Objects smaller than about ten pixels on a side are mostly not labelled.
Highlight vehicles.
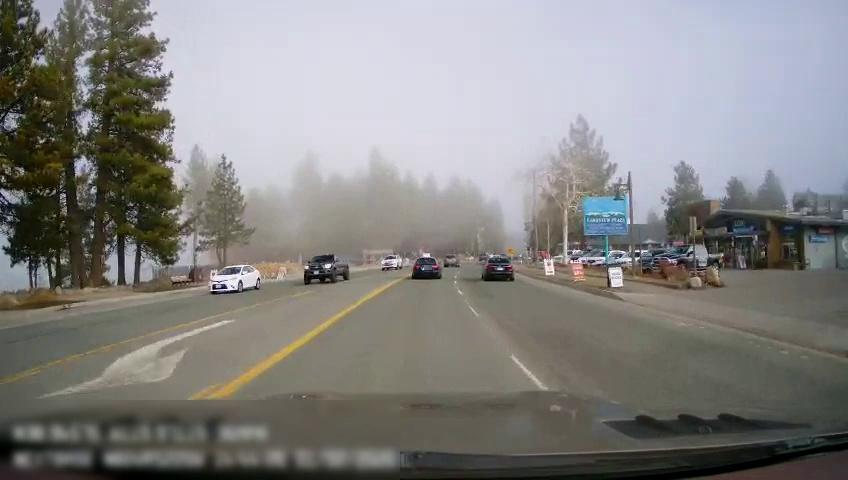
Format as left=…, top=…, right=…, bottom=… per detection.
left=444, top=255, right=459, bottom=267
left=586, top=250, right=617, bottom=269
left=617, top=250, right=650, bottom=273
left=576, top=250, right=603, bottom=268
left=303, top=254, right=350, bottom=285
left=209, top=265, right=262, bottom=295
left=553, top=248, right=588, bottom=264
left=638, top=248, right=677, bottom=273
left=381, top=255, right=403, bottom=271
left=650, top=248, right=722, bottom=275
left=604, top=250, right=630, bottom=269
left=482, top=256, right=514, bottom=281
left=413, top=257, right=441, bottom=280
